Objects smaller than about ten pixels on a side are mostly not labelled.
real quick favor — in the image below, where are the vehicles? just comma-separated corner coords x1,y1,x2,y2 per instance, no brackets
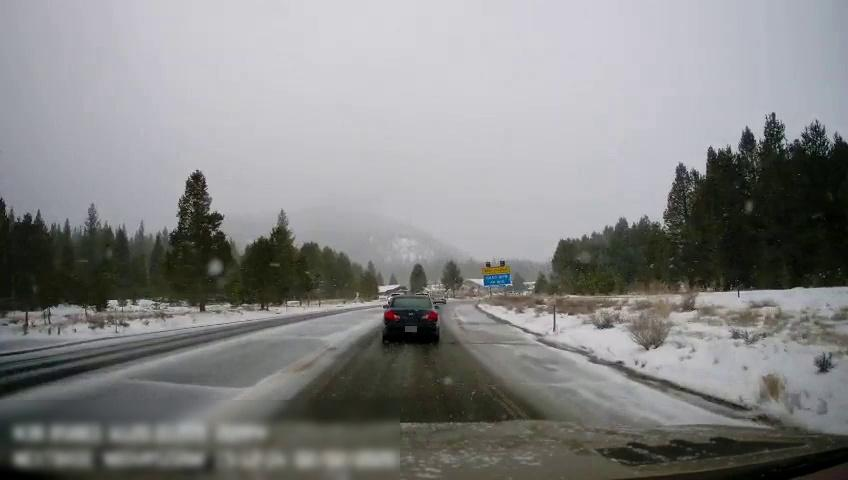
413,293,429,296
388,293,401,305
382,295,440,345
433,294,446,304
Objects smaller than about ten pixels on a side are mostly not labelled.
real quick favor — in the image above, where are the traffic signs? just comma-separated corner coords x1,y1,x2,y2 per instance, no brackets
483,266,511,273
483,273,512,287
